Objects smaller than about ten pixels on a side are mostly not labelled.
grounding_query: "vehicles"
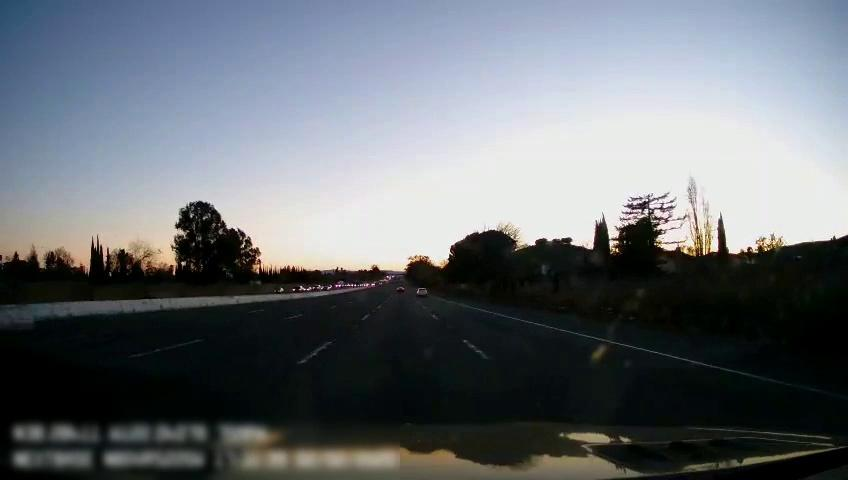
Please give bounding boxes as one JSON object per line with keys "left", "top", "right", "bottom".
{"left": 273, "top": 286, "right": 285, "bottom": 294}
{"left": 292, "top": 285, "right": 305, "bottom": 293}
{"left": 416, "top": 287, "right": 428, "bottom": 297}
